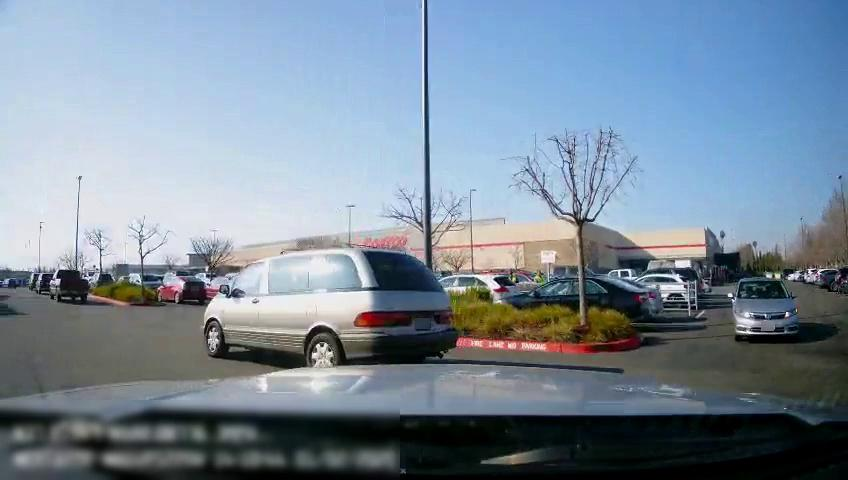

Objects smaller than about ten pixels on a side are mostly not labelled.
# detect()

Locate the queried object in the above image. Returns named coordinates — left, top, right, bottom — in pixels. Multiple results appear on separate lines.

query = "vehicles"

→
left=88, top=273, right=113, bottom=288
left=129, top=273, right=163, bottom=289
left=204, top=275, right=231, bottom=300
left=35, top=273, right=53, bottom=295
left=195, top=272, right=217, bottom=283
left=439, top=274, right=520, bottom=300
left=48, top=269, right=90, bottom=303
left=482, top=266, right=542, bottom=291
left=674, top=259, right=697, bottom=267
left=836, top=267, right=848, bottom=294
left=817, top=269, right=841, bottom=293
left=635, top=266, right=705, bottom=297
left=495, top=273, right=656, bottom=320
left=201, top=246, right=459, bottom=367
left=164, top=271, right=194, bottom=279
left=726, top=277, right=800, bottom=342
left=28, top=272, right=40, bottom=290
left=634, top=272, right=694, bottom=306
left=7, top=279, right=17, bottom=289
left=156, top=275, right=207, bottom=304
left=646, top=260, right=674, bottom=271
left=598, top=275, right=665, bottom=314
left=608, top=268, right=638, bottom=280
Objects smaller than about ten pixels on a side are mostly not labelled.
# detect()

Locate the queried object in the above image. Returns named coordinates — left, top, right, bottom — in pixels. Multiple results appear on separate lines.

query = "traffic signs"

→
left=539, top=249, right=556, bottom=265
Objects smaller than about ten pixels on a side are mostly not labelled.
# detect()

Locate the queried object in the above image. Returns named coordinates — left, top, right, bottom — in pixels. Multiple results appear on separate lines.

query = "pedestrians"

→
left=535, top=270, right=545, bottom=284
left=508, top=269, right=517, bottom=283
